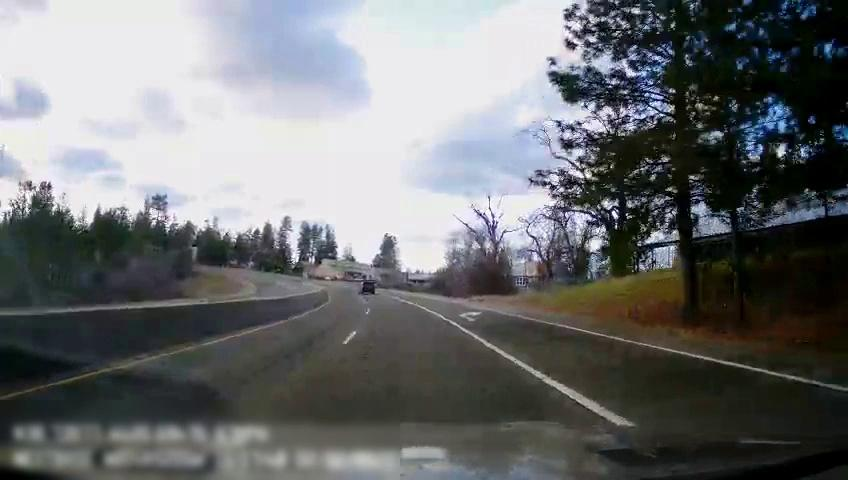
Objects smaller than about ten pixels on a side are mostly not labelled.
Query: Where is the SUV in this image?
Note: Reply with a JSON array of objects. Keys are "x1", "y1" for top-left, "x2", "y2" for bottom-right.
[{"x1": 359, "y1": 280, "x2": 375, "y2": 295}]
